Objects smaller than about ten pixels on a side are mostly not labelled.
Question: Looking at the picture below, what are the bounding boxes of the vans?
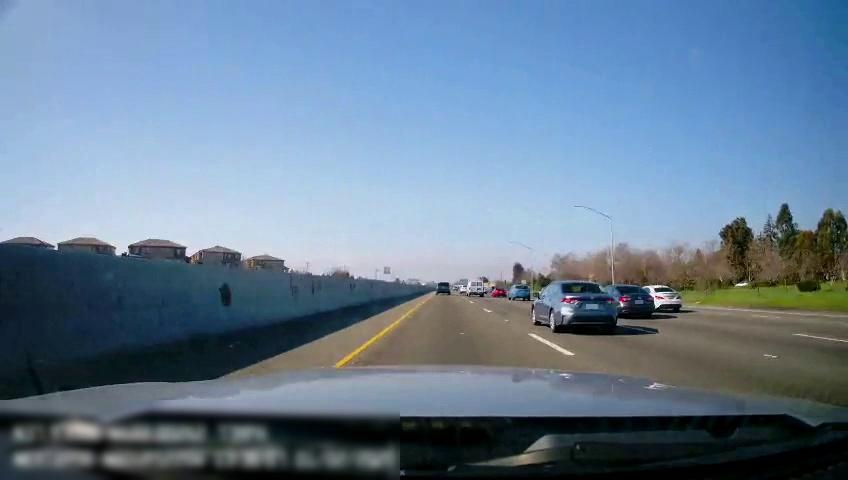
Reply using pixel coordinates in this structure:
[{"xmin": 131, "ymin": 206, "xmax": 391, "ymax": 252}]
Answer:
[{"xmin": 466, "ymin": 280, "xmax": 484, "ymax": 297}]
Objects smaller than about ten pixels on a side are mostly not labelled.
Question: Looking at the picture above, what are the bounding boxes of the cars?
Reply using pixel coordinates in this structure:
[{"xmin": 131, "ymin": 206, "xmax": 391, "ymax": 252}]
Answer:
[
  {"xmin": 492, "ymin": 287, "xmax": 507, "ymax": 298},
  {"xmin": 606, "ymin": 283, "xmax": 655, "ymax": 318},
  {"xmin": 642, "ymin": 284, "xmax": 681, "ymax": 312},
  {"xmin": 507, "ymin": 284, "xmax": 531, "ymax": 301},
  {"xmin": 530, "ymin": 279, "xmax": 618, "ymax": 332}
]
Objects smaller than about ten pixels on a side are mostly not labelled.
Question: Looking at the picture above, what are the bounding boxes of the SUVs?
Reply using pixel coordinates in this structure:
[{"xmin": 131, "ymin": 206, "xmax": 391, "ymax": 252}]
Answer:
[{"xmin": 435, "ymin": 281, "xmax": 451, "ymax": 296}]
